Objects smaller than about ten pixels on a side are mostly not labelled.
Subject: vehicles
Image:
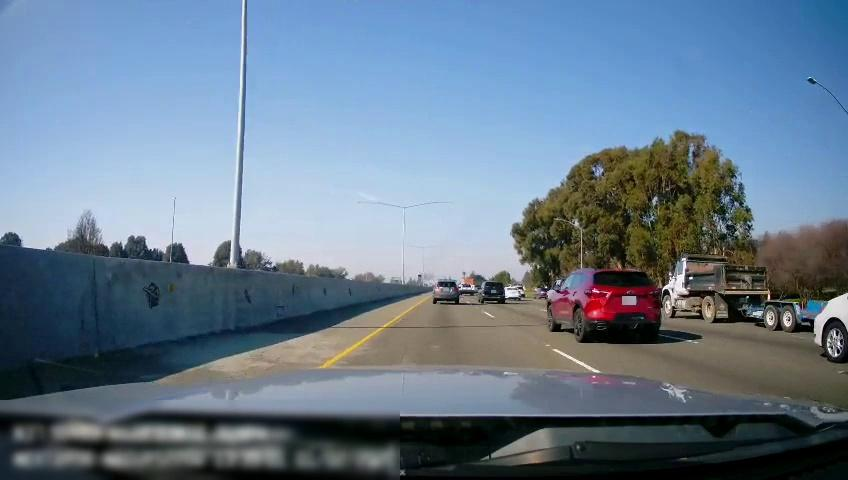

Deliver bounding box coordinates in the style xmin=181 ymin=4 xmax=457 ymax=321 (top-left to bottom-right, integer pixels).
xmin=477 ymin=280 xmax=505 ymax=305
xmin=660 ymin=253 xmax=771 ymax=324
xmin=458 ymin=283 xmax=474 ymax=296
xmin=545 ymin=268 xmax=663 ymax=344
xmin=504 ymin=286 xmax=522 ymax=302
xmin=813 ymin=291 xmax=848 ymax=364
xmin=734 ymin=296 xmax=829 ymax=334
xmin=463 ymin=277 xmax=474 ymax=284
xmin=531 ymin=287 xmax=547 ymax=300
xmin=431 ymin=279 xmax=459 ymax=306
xmin=511 ymin=284 xmax=526 ymax=298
